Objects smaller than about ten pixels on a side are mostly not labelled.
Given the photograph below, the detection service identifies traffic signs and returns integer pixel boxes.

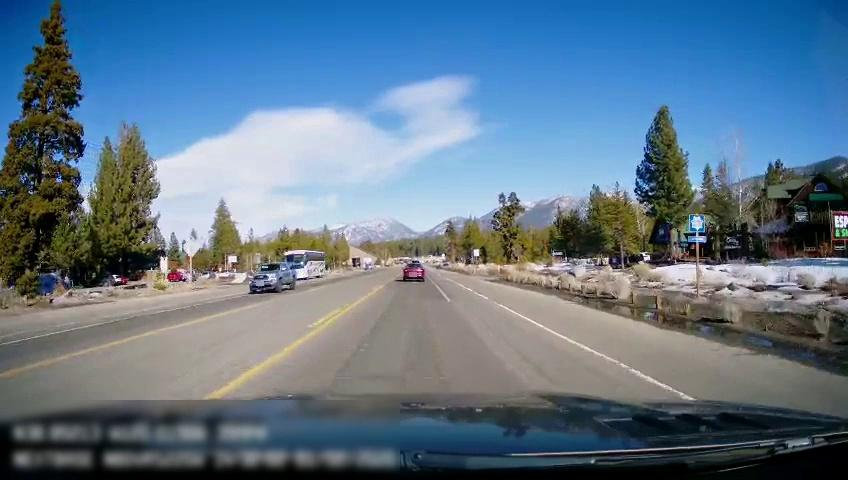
[688,214,705,233]
[688,236,707,243]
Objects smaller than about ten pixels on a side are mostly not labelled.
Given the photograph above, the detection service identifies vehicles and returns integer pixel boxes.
[247,263,299,294]
[199,271,215,281]
[167,271,183,282]
[283,249,327,281]
[105,274,124,286]
[182,271,197,282]
[0,272,65,305]
[402,262,425,282]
